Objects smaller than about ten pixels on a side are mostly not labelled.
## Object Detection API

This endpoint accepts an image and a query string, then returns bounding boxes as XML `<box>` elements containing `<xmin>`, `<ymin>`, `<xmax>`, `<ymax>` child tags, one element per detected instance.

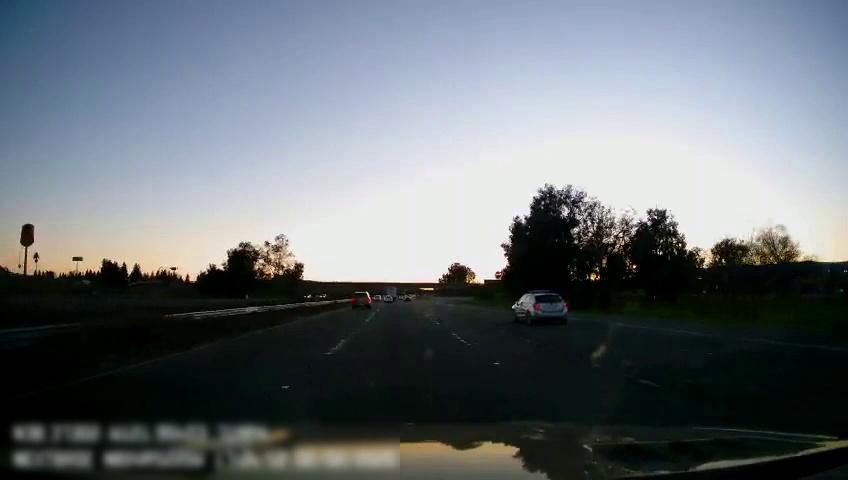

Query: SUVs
<box><xmin>512</xmin><ymin>293</ymin><xmax>568</xmax><ymax>327</ymax></box>
<box><xmin>351</xmin><ymin>291</ymin><xmax>371</xmax><ymax>310</ymax></box>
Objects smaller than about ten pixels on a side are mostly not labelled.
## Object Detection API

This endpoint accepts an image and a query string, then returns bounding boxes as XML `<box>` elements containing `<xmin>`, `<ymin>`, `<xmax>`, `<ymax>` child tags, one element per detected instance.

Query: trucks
<box><xmin>387</xmin><ymin>287</ymin><xmax>398</xmax><ymax>302</ymax></box>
